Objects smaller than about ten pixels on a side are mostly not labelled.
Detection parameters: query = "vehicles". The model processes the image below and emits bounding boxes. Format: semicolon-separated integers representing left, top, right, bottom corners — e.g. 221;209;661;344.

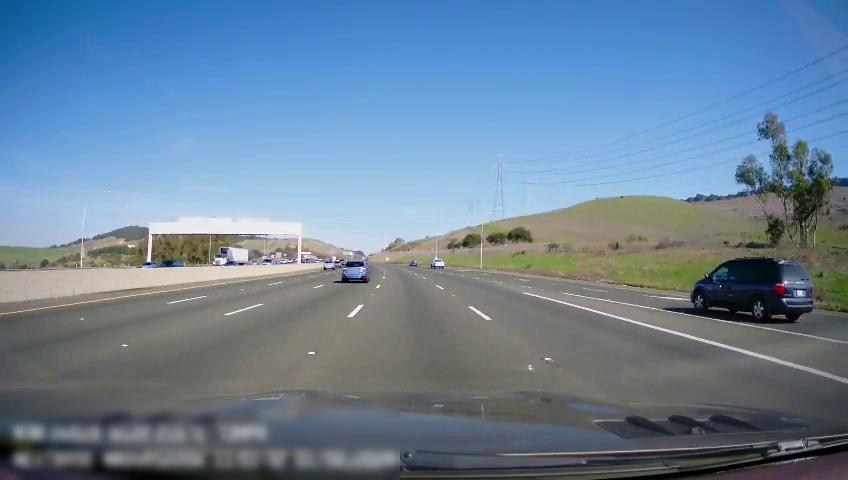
690;256;816;324
212;246;249;267
159;259;183;268
323;259;336;270
261;257;279;265
136;261;159;269
430;258;445;269
341;260;370;284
